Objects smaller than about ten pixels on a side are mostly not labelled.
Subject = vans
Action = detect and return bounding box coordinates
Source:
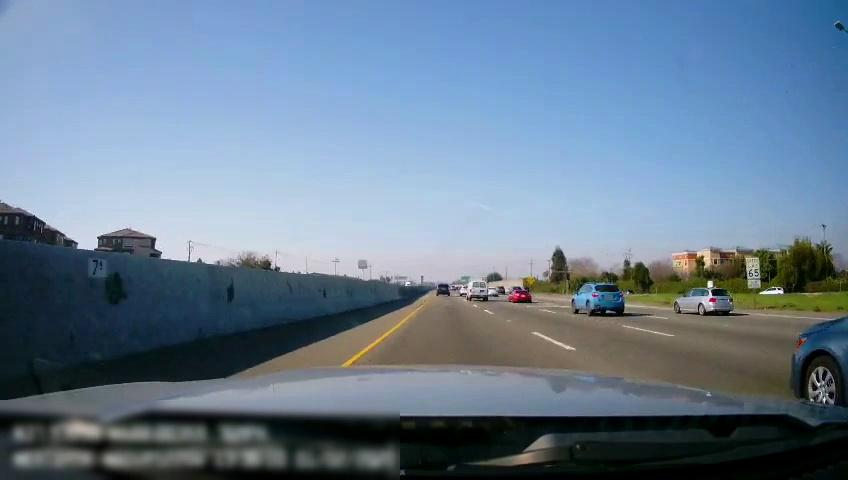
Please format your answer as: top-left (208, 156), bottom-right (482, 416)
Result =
top-left (465, 280), bottom-right (489, 302)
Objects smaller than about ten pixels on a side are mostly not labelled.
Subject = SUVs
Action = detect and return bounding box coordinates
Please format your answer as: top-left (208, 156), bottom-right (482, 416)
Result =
top-left (459, 284), bottom-right (468, 297)
top-left (570, 283), bottom-right (625, 317)
top-left (435, 279), bottom-right (451, 294)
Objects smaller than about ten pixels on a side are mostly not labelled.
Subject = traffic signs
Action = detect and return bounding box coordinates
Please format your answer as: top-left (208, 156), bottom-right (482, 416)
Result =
top-left (746, 257), bottom-right (762, 280)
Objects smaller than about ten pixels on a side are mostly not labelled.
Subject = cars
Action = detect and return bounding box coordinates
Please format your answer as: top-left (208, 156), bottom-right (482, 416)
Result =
top-left (507, 289), bottom-right (533, 303)
top-left (758, 286), bottom-right (785, 295)
top-left (789, 311), bottom-right (848, 410)
top-left (487, 286), bottom-right (500, 297)
top-left (671, 287), bottom-right (735, 316)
